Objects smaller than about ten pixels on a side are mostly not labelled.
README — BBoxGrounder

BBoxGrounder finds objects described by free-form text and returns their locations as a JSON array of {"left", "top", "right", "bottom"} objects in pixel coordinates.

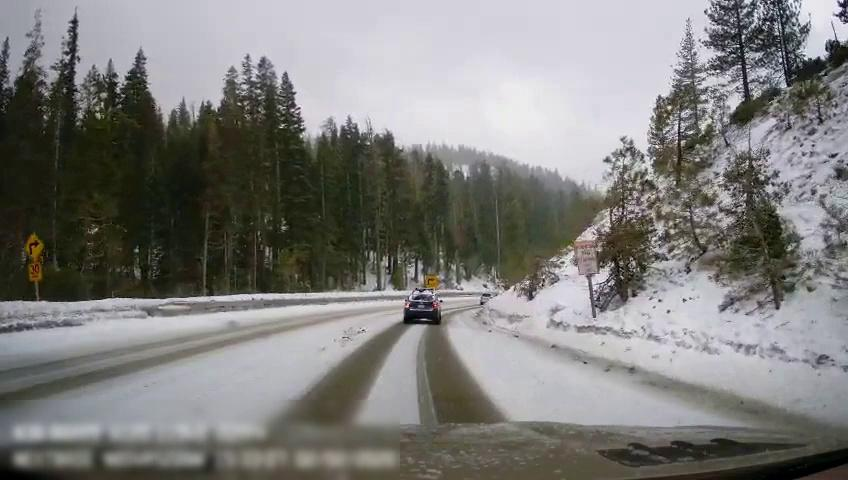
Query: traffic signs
[
  {"left": 28, "top": 263, "right": 43, "bottom": 282},
  {"left": 424, "top": 275, "right": 438, "bottom": 287},
  {"left": 22, "top": 233, "right": 46, "bottom": 263},
  {"left": 578, "top": 246, "right": 600, "bottom": 276}
]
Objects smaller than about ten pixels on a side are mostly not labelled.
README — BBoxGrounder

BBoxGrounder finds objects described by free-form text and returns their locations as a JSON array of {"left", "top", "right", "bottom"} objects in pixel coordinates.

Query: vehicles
[
  {"left": 480, "top": 292, "right": 494, "bottom": 305},
  {"left": 403, "top": 287, "right": 443, "bottom": 326}
]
